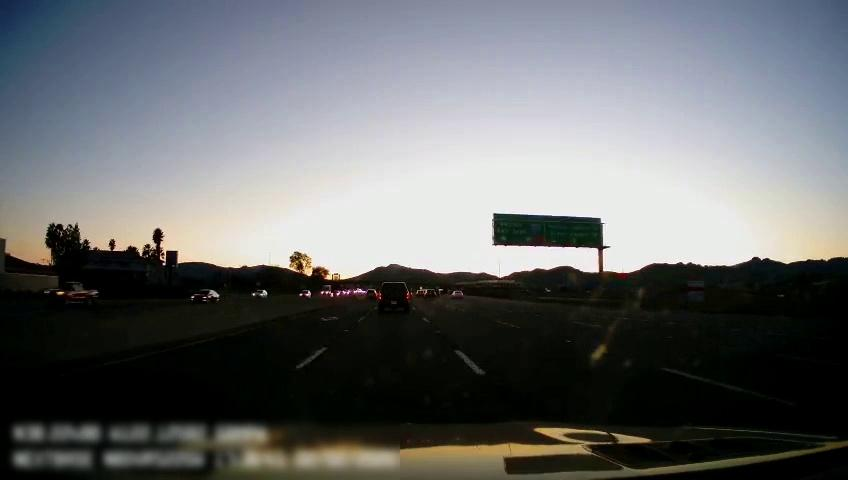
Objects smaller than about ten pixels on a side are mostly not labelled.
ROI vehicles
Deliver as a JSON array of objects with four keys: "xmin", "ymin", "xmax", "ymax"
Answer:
[
  {"xmin": 450, "ymin": 290, "xmax": 464, "ymax": 300},
  {"xmin": 423, "ymin": 288, "xmax": 437, "ymax": 300},
  {"xmin": 299, "ymin": 289, "xmax": 312, "ymax": 298},
  {"xmin": 190, "ymin": 289, "xmax": 220, "ymax": 303},
  {"xmin": 252, "ymin": 289, "xmax": 268, "ymax": 297},
  {"xmin": 378, "ymin": 281, "xmax": 411, "ymax": 313},
  {"xmin": 42, "ymin": 280, "xmax": 99, "ymax": 307}
]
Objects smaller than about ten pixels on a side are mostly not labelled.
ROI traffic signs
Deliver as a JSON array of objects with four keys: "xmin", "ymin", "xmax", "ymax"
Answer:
[
  {"xmin": 493, "ymin": 212, "xmax": 544, "ymax": 247},
  {"xmin": 543, "ymin": 214, "xmax": 603, "ymax": 247}
]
